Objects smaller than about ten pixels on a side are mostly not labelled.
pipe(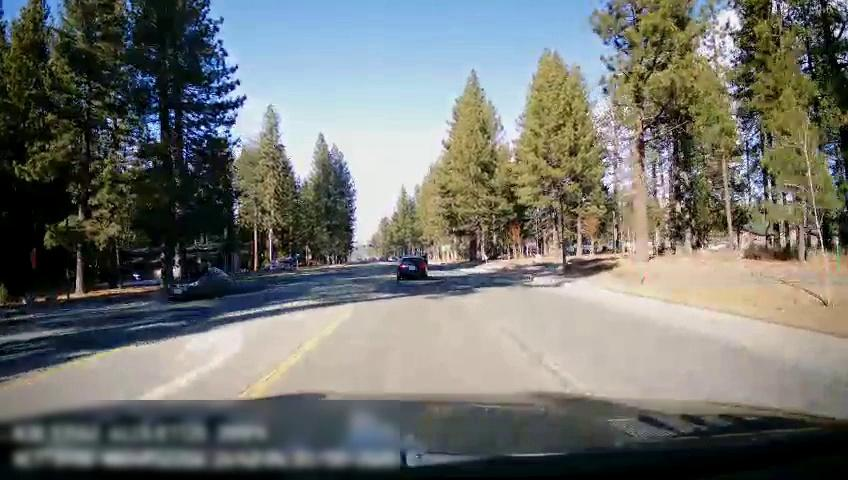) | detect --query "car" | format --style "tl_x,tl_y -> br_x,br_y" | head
397,257 -> 427,280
